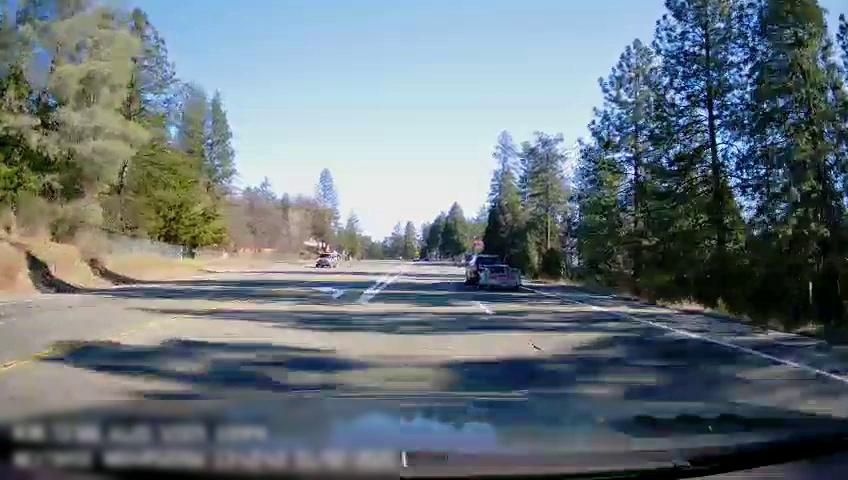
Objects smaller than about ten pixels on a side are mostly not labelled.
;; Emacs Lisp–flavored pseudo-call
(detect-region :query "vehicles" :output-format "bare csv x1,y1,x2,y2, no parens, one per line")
315,252,337,269
463,254,498,289
479,262,521,291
